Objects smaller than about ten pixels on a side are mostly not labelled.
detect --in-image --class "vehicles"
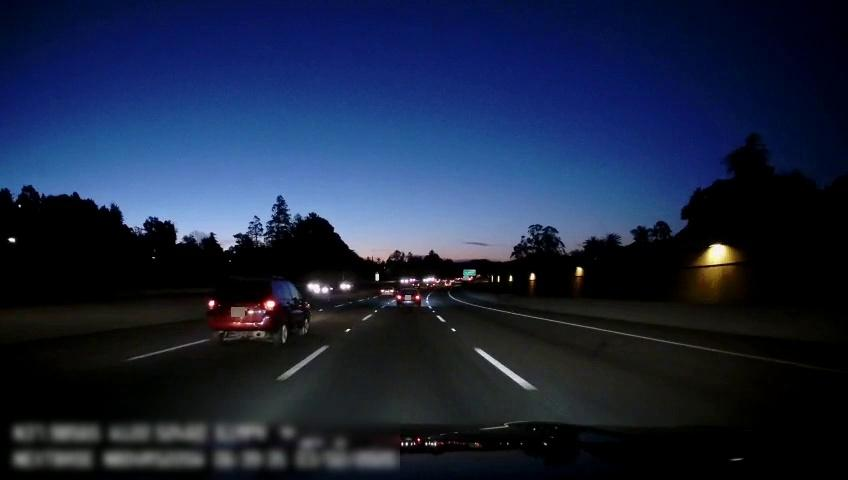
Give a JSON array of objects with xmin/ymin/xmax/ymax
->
[
  {"xmin": 306, "ymin": 282, "xmax": 320, "ymax": 291},
  {"xmin": 205, "ymin": 274, "xmax": 312, "ymax": 349},
  {"xmin": 339, "ymin": 282, "xmax": 355, "ymax": 290},
  {"xmin": 396, "ymin": 288, "xmax": 422, "ymax": 310},
  {"xmin": 314, "ymin": 284, "xmax": 334, "ymax": 294},
  {"xmin": 380, "ymin": 285, "xmax": 396, "ymax": 297}
]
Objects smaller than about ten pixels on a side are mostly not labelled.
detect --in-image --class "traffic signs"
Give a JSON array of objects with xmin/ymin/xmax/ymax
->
[{"xmin": 463, "ymin": 269, "xmax": 476, "ymax": 277}]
